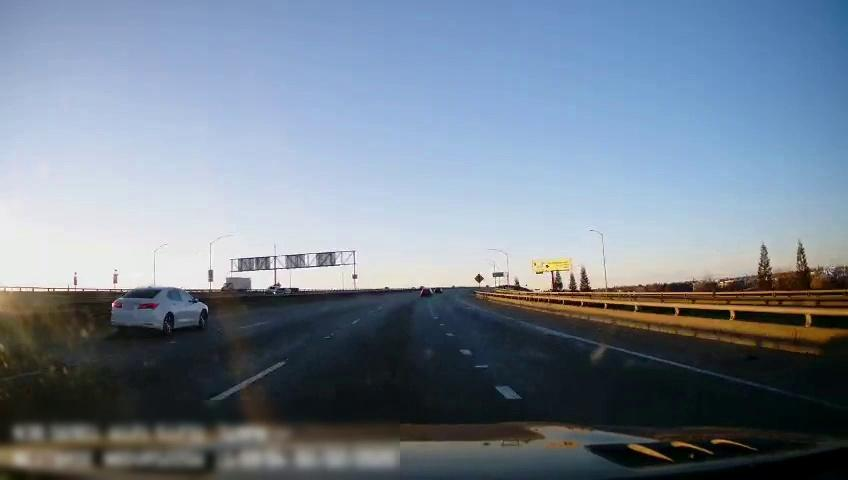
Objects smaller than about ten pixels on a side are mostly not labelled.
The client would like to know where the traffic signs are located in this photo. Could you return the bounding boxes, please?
[492,272,504,277]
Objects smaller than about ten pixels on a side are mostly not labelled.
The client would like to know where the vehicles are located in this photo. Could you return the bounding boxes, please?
[220,277,252,294]
[420,288,432,297]
[265,285,282,294]
[272,287,292,296]
[111,286,209,339]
